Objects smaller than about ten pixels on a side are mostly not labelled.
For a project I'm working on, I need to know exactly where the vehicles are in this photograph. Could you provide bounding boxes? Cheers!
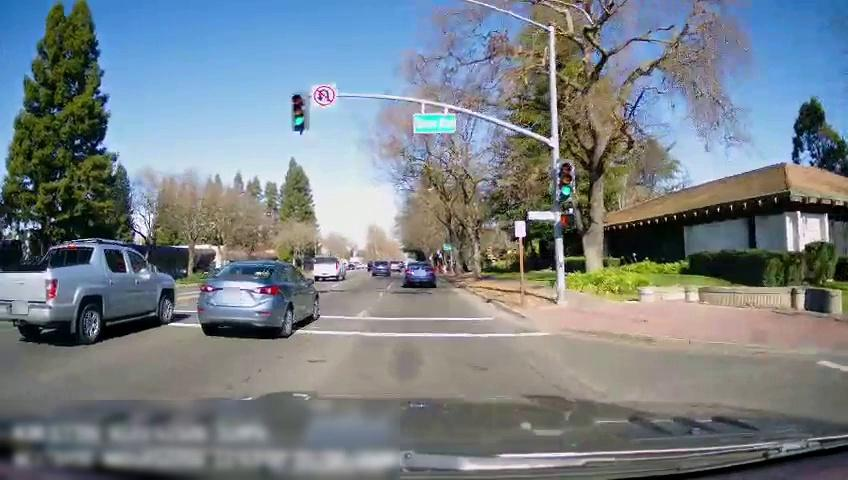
[389,259,402,272]
[312,254,347,282]
[0,237,178,346]
[402,261,437,289]
[196,260,321,339]
[369,259,392,278]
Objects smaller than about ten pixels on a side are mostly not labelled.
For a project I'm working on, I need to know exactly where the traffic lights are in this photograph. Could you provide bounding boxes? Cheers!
[560,207,577,225]
[288,92,307,137]
[560,160,576,203]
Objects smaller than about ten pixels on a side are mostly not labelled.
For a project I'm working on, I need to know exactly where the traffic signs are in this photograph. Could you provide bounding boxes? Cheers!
[514,220,526,238]
[312,84,336,108]
[441,240,456,251]
[415,112,456,134]
[527,210,561,222]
